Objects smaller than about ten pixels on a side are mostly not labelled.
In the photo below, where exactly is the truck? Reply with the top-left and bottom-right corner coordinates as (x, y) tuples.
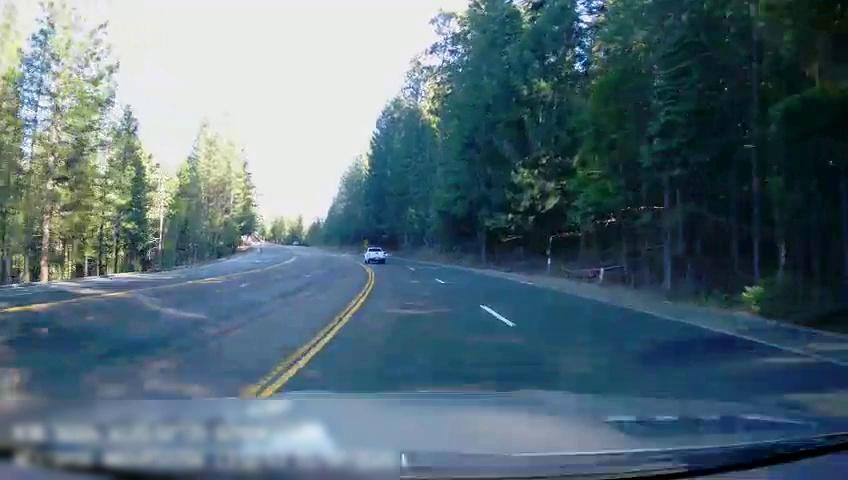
(364, 246), (386, 265)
